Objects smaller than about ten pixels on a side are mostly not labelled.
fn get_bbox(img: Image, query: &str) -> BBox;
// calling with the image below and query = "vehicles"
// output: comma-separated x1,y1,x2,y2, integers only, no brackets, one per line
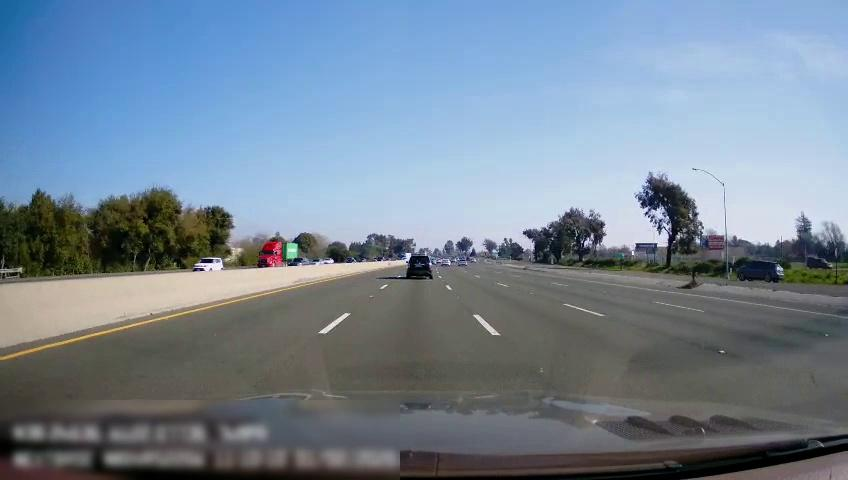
257,240,300,269
806,255,832,270
405,254,434,280
287,256,311,267
440,258,451,267
191,256,225,272
735,259,785,284
322,257,334,265
344,257,358,264
309,258,324,266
